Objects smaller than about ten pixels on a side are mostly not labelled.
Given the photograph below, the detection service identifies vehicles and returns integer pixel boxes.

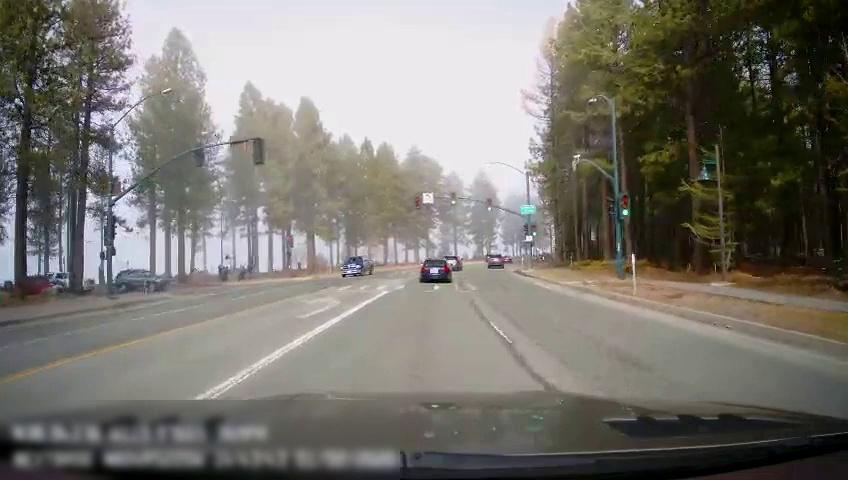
[115,268,163,294]
[49,271,71,289]
[487,254,505,269]
[419,258,451,283]
[445,256,462,271]
[20,275,54,291]
[340,255,376,277]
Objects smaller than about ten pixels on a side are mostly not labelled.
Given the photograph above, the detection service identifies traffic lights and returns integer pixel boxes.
[488,199,495,213]
[608,198,617,216]
[196,148,205,165]
[620,192,631,217]
[415,192,422,209]
[529,224,536,239]
[252,141,265,166]
[450,193,457,207]
[521,223,528,237]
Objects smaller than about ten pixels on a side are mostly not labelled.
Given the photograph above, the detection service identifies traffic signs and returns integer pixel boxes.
[519,204,537,215]
[422,192,434,205]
